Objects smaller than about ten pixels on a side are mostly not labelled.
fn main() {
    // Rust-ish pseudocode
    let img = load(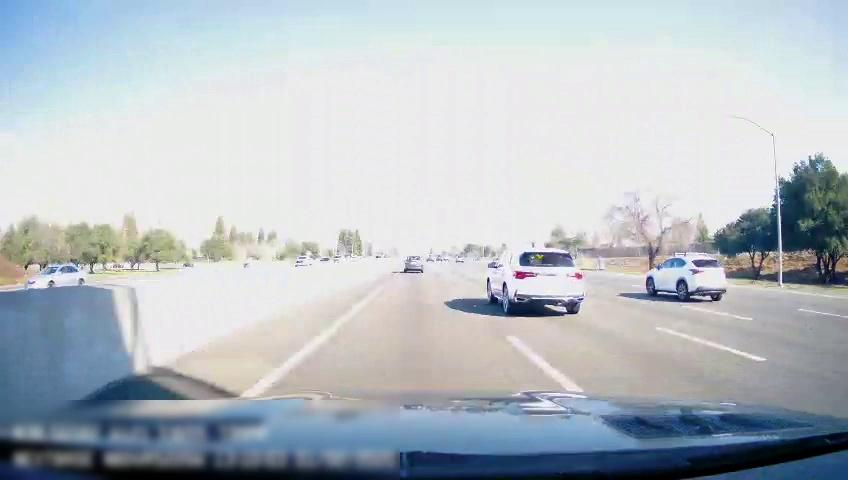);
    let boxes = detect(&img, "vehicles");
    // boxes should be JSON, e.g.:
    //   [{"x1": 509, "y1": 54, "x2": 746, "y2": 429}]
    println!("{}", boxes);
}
[
  {"x1": 295, "y1": 255, "x2": 312, "y2": 268},
  {"x1": 23, "y1": 263, "x2": 86, "y2": 290},
  {"x1": 402, "y1": 255, "x2": 426, "y2": 275},
  {"x1": 485, "y1": 248, "x2": 585, "y2": 316},
  {"x1": 645, "y1": 256, "x2": 728, "y2": 303}
]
